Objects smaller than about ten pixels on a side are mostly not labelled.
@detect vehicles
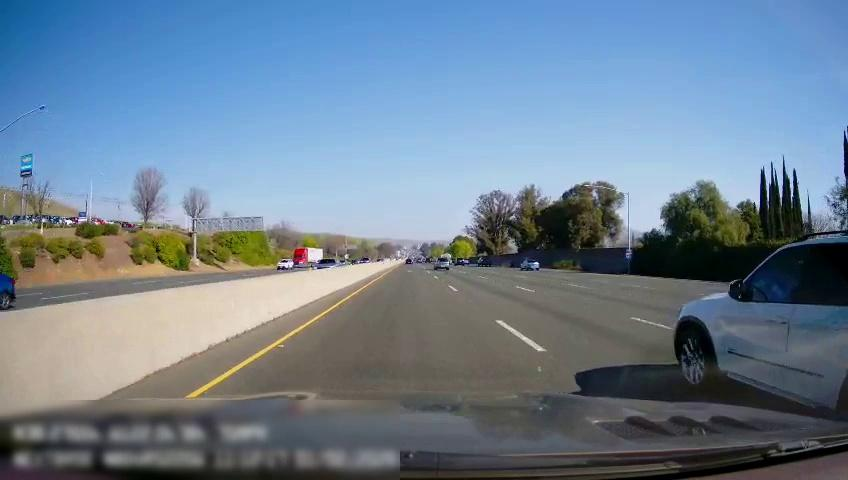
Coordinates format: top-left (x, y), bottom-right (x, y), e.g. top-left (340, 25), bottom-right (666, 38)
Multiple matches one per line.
top-left (293, 247), bottom-right (324, 267)
top-left (478, 257), bottom-right (492, 266)
top-left (0, 272), bottom-right (16, 313)
top-left (454, 255), bottom-right (466, 267)
top-left (357, 257), bottom-right (371, 264)
top-left (433, 257), bottom-right (450, 270)
top-left (520, 258), bottom-right (540, 271)
top-left (312, 258), bottom-right (340, 270)
top-left (673, 233), bottom-right (848, 419)
top-left (277, 258), bottom-right (293, 271)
